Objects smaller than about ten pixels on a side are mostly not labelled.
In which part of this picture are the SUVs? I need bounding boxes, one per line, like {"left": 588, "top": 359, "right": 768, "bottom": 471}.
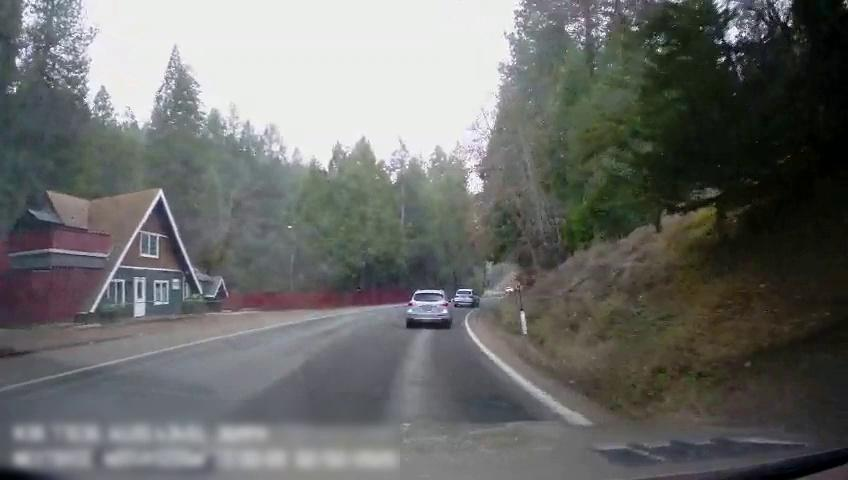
{"left": 454, "top": 289, "right": 479, "bottom": 307}
{"left": 407, "top": 290, "right": 453, "bottom": 328}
